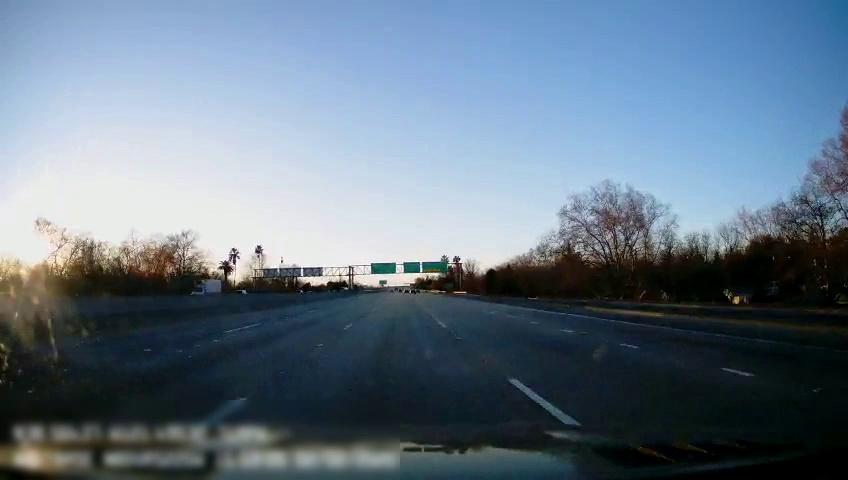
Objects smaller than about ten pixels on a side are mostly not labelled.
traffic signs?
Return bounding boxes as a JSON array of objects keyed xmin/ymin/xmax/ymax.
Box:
[
  {"xmin": 371, "ymin": 263, "xmax": 396, "ymax": 274},
  {"xmin": 422, "ymin": 262, "xmax": 446, "ymax": 272},
  {"xmin": 403, "ymin": 262, "xmax": 421, "ymax": 273}
]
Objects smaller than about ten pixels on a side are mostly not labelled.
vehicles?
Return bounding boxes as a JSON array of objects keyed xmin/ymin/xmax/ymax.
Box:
[
  {"xmin": 235, "ymin": 290, "xmax": 249, "ymax": 294},
  {"xmin": 191, "ymin": 279, "xmax": 221, "ymax": 296}
]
